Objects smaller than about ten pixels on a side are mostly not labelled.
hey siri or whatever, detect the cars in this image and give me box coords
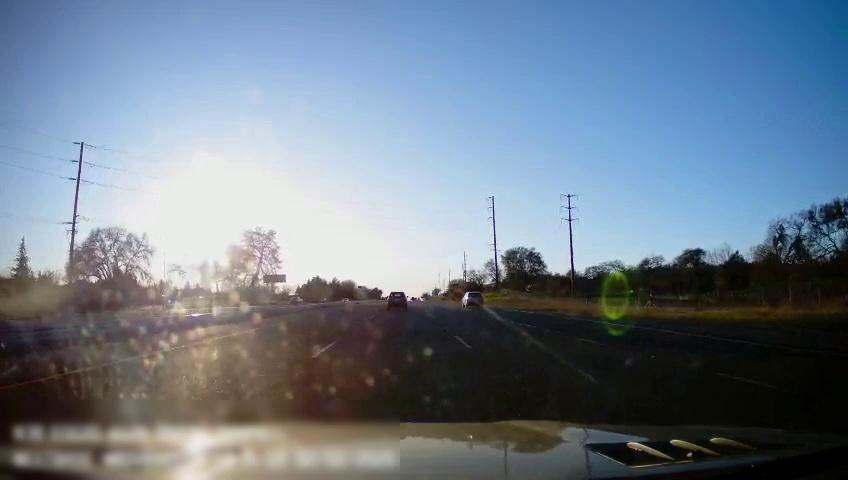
[461,291,484,309]
[386,291,408,311]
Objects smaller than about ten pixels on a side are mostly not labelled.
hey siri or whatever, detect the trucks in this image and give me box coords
[288,296,304,304]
